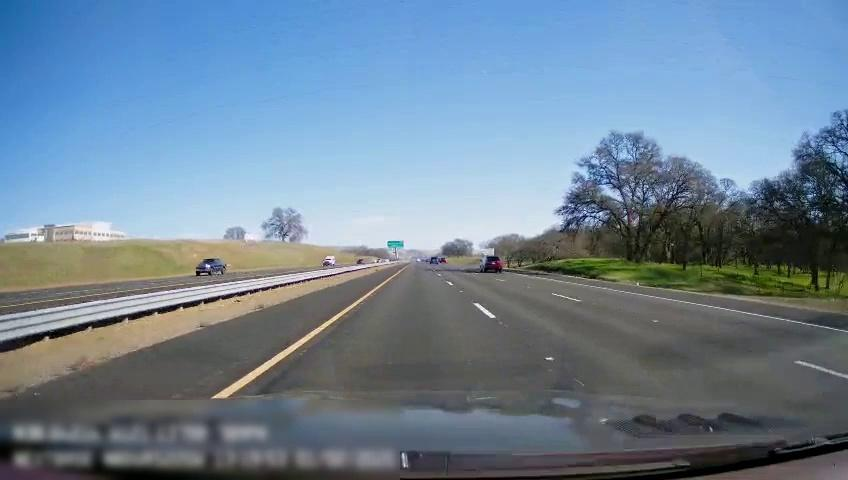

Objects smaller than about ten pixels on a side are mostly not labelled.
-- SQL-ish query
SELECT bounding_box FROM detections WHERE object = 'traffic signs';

[387,239,405,249]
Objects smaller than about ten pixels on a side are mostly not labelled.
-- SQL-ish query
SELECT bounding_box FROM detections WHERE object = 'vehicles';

[480,255,502,273]
[195,258,227,276]
[323,256,335,267]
